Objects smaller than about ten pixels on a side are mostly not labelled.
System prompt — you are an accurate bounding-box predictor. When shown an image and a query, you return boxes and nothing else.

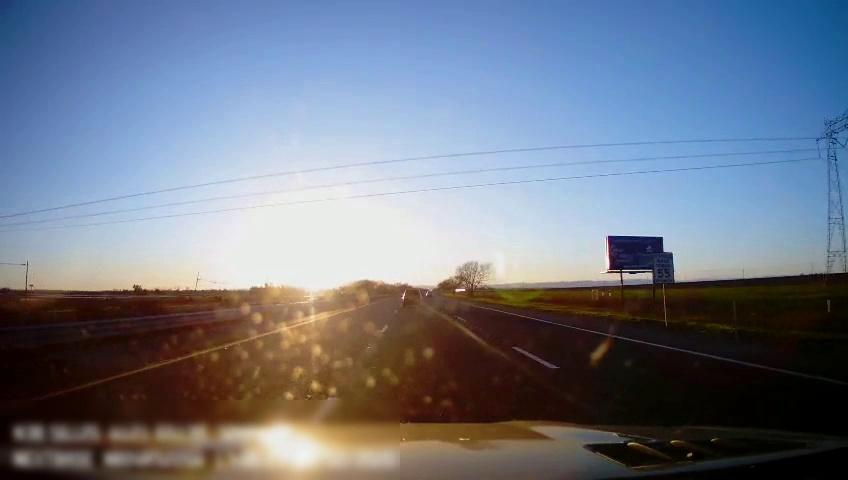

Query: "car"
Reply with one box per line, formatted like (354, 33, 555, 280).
(402, 290, 422, 308)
